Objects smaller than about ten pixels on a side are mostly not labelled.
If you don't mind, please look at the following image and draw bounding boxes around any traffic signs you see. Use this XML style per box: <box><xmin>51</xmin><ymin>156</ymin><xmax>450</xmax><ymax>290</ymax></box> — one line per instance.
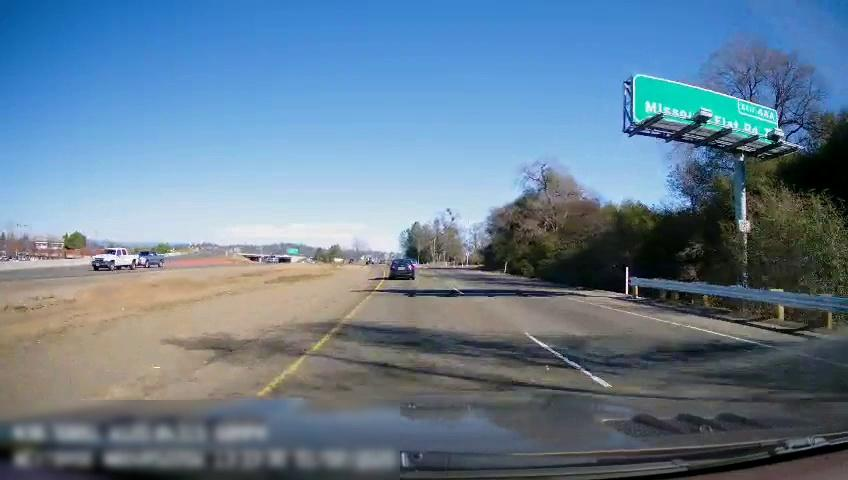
<box><xmin>631</xmin><ymin>73</ymin><xmax>780</xmax><ymax>144</ymax></box>
<box><xmin>287</xmin><ymin>248</ymin><xmax>303</xmax><ymax>255</ymax></box>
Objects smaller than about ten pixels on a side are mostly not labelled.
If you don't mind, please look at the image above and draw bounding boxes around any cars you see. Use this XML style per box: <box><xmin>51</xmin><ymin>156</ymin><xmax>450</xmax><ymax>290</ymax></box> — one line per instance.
<box><xmin>387</xmin><ymin>257</ymin><xmax>415</xmax><ymax>281</ymax></box>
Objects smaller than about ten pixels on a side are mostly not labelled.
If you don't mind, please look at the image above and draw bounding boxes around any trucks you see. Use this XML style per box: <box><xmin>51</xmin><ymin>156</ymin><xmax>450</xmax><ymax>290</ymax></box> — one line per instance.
<box><xmin>90</xmin><ymin>247</ymin><xmax>140</xmax><ymax>271</ymax></box>
<box><xmin>137</xmin><ymin>251</ymin><xmax>167</xmax><ymax>270</ymax></box>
